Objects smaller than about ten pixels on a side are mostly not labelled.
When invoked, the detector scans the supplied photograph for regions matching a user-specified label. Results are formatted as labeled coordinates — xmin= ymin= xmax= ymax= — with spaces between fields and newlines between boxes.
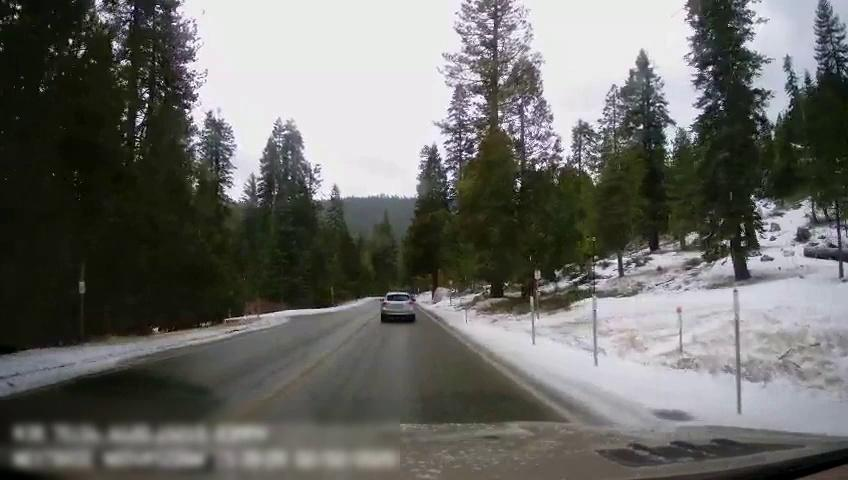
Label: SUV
xmin=379 ymin=292 xmax=417 ymax=323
